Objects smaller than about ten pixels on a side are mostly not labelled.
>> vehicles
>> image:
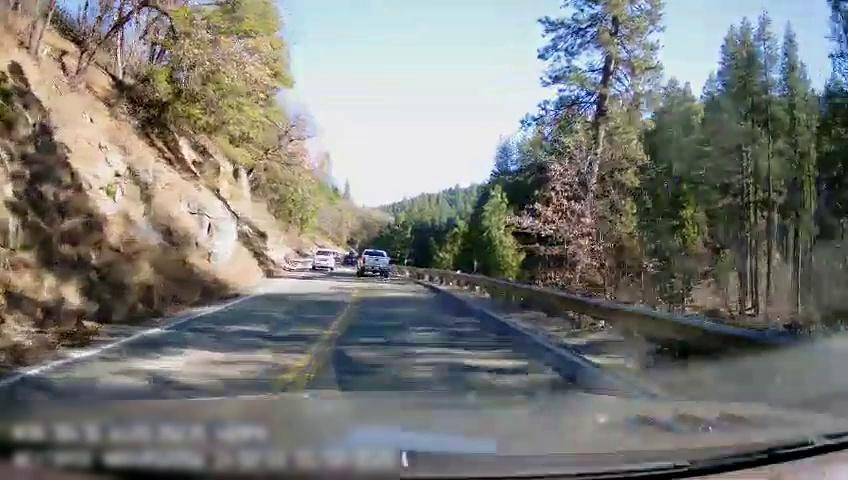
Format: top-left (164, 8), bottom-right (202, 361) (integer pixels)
top-left (311, 249), bottom-right (335, 270)
top-left (353, 249), bottom-right (392, 279)
top-left (342, 253), bottom-right (356, 263)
